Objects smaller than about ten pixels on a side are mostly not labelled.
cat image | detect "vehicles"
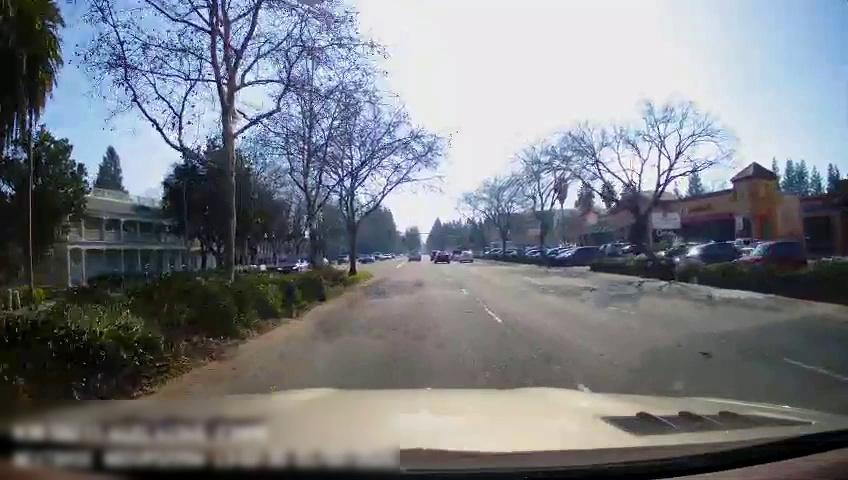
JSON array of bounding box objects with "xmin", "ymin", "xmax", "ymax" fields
[
  {"xmin": 562, "ymin": 246, "xmax": 602, "ymax": 260},
  {"xmin": 434, "ymin": 251, "xmax": 450, "ymax": 264},
  {"xmin": 674, "ymin": 242, "xmax": 741, "ymax": 266},
  {"xmin": 732, "ymin": 239, "xmax": 764, "ymax": 258},
  {"xmin": 359, "ymin": 253, "xmax": 376, "ymax": 264},
  {"xmin": 734, "ymin": 240, "xmax": 808, "ymax": 269},
  {"xmin": 408, "ymin": 251, "xmax": 422, "ymax": 261},
  {"xmin": 540, "ymin": 247, "xmax": 570, "ymax": 257},
  {"xmin": 553, "ymin": 248, "xmax": 576, "ymax": 258},
  {"xmin": 430, "ymin": 250, "xmax": 441, "ymax": 262},
  {"xmin": 458, "ymin": 250, "xmax": 474, "ymax": 263},
  {"xmin": 655, "ymin": 243, "xmax": 698, "ymax": 264}
]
